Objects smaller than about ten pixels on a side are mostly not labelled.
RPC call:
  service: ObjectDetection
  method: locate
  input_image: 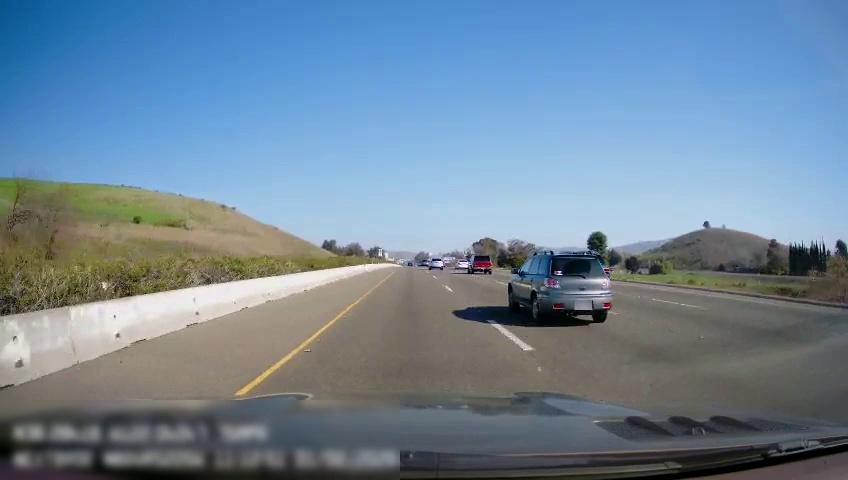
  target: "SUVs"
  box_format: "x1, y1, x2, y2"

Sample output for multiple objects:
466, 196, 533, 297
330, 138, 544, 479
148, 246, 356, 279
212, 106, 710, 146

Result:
508, 255, 611, 322
468, 256, 492, 274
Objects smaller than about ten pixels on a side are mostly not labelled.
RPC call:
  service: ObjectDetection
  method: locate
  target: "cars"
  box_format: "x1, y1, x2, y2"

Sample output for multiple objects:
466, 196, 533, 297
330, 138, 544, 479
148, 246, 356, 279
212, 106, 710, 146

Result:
455, 258, 469, 270
428, 258, 443, 271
